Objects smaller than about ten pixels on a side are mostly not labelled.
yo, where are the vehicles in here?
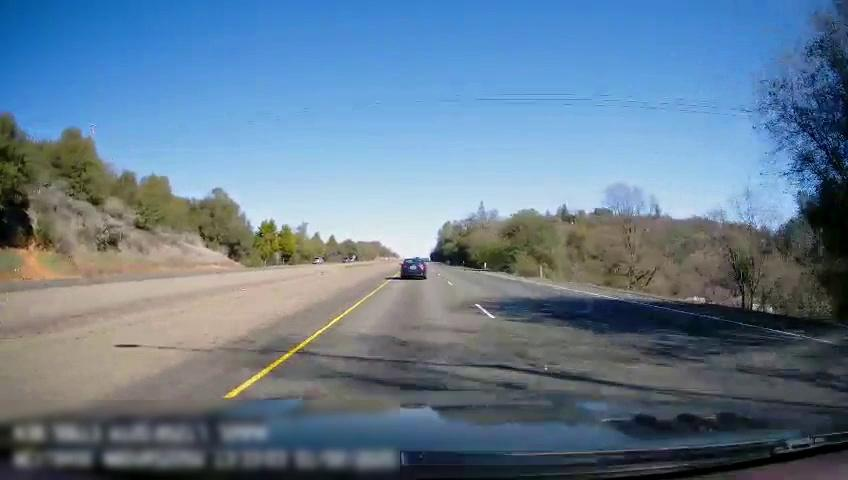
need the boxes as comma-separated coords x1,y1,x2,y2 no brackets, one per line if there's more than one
311,257,325,265
399,257,427,281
